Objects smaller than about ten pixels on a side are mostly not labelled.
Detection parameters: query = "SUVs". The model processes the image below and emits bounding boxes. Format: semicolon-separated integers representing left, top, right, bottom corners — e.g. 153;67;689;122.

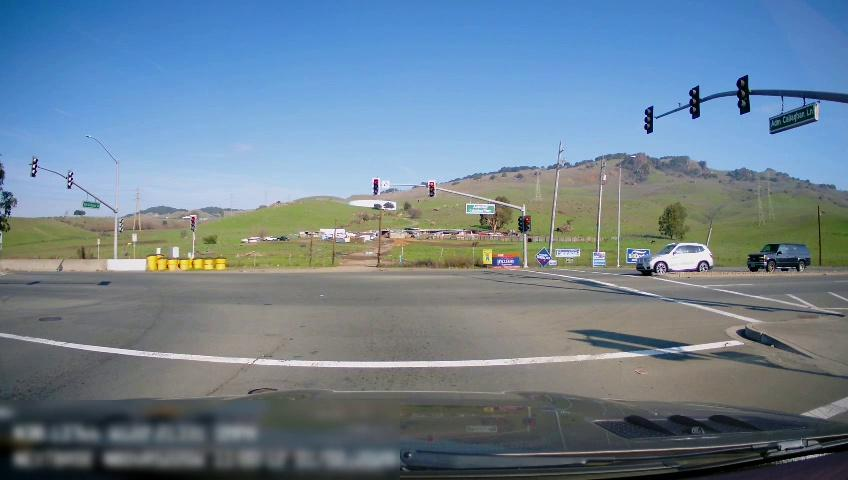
636;242;714;276
745;243;811;273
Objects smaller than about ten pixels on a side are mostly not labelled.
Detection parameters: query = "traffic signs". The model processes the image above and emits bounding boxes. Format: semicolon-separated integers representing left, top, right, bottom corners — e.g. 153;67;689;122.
768;100;821;135
81;199;101;209
464;201;497;216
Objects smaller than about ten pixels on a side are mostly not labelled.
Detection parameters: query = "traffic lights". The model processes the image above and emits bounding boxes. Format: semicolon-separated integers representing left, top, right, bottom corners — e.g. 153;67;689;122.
371;176;382;196
643;104;655;135
189;214;198;232
523;214;533;232
426;178;437;197
687;84;702;120
517;215;525;232
30;156;40;178
66;168;75;190
735;74;751;115
116;215;125;233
